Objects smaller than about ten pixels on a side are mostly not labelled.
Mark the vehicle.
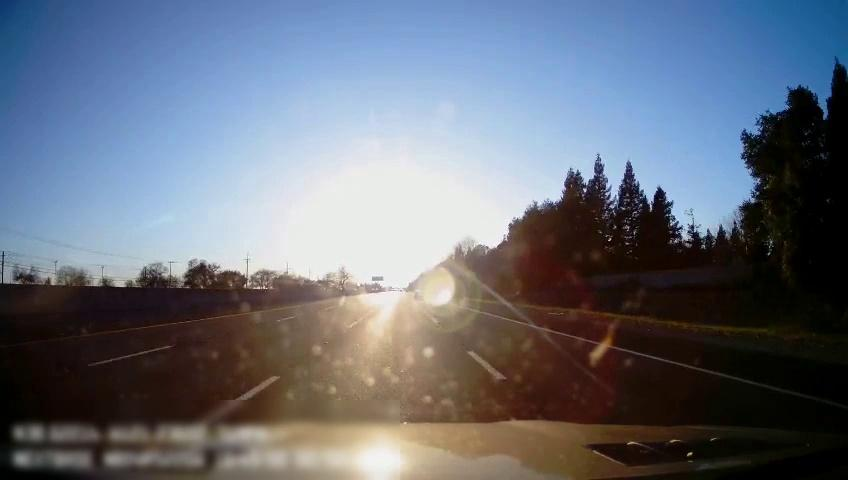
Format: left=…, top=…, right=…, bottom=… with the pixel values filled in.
left=413, top=289, right=425, bottom=299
